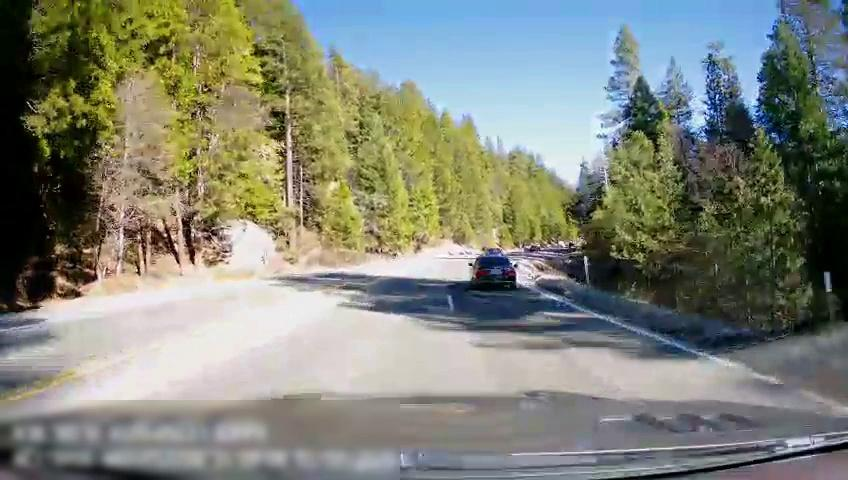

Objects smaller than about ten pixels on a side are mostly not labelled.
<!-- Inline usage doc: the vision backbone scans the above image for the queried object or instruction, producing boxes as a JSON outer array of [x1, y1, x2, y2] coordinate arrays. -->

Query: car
[[469, 255, 517, 289]]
